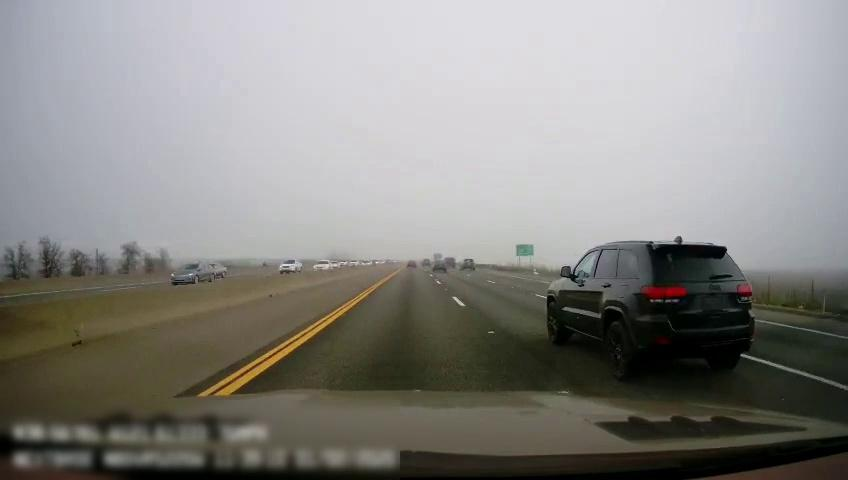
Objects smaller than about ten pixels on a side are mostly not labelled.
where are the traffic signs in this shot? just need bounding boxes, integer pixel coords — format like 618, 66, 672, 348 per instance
514, 242, 535, 257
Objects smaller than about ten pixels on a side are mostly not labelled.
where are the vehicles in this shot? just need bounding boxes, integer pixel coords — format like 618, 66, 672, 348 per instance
407, 259, 417, 268
431, 260, 448, 273
421, 258, 431, 266
545, 234, 757, 383
329, 260, 342, 270
312, 259, 334, 272
431, 251, 443, 263
460, 258, 475, 271
278, 258, 304, 275
203, 262, 228, 279
443, 257, 456, 269
169, 261, 218, 286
